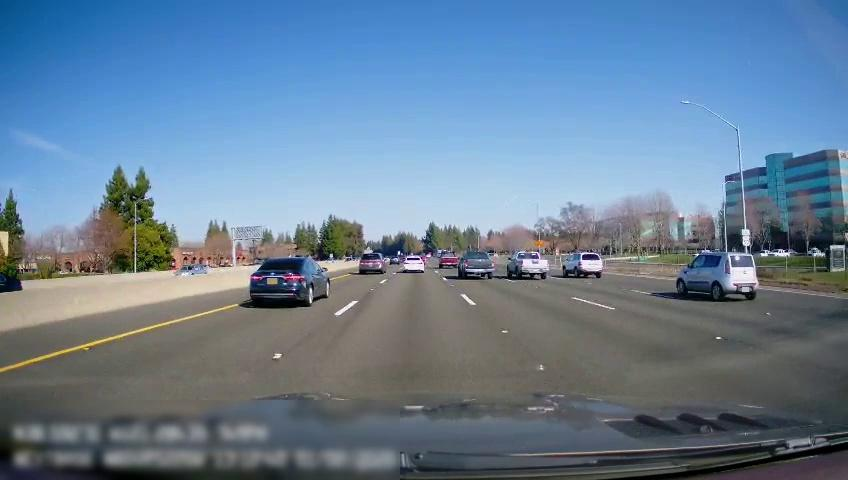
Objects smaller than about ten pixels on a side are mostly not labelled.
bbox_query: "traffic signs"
[741,228,751,247]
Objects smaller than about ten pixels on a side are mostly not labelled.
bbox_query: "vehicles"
[437,249,458,269]
[389,257,401,266]
[249,256,331,308]
[506,250,551,280]
[457,252,494,280]
[252,258,269,266]
[175,263,209,276]
[674,252,760,302]
[401,255,425,274]
[562,252,604,279]
[359,253,387,275]
[0,270,23,294]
